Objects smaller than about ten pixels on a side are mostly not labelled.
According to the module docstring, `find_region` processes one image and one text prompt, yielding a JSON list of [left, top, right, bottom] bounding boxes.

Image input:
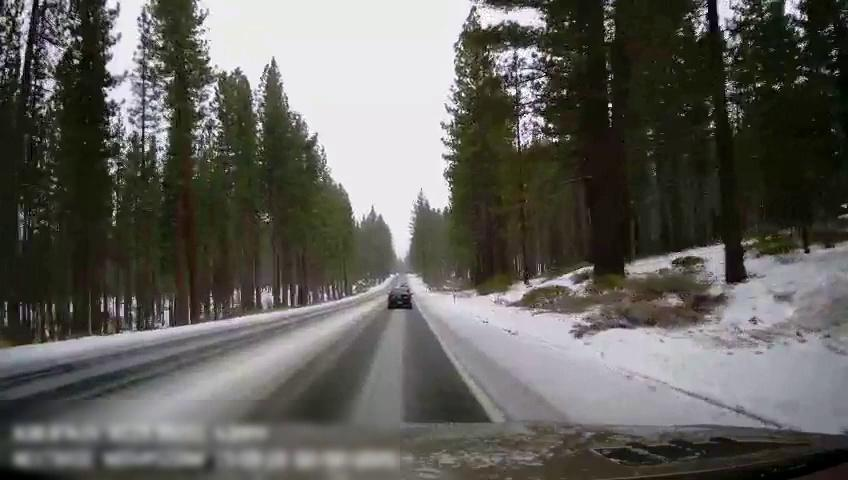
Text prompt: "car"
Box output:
[[385, 286, 414, 310]]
